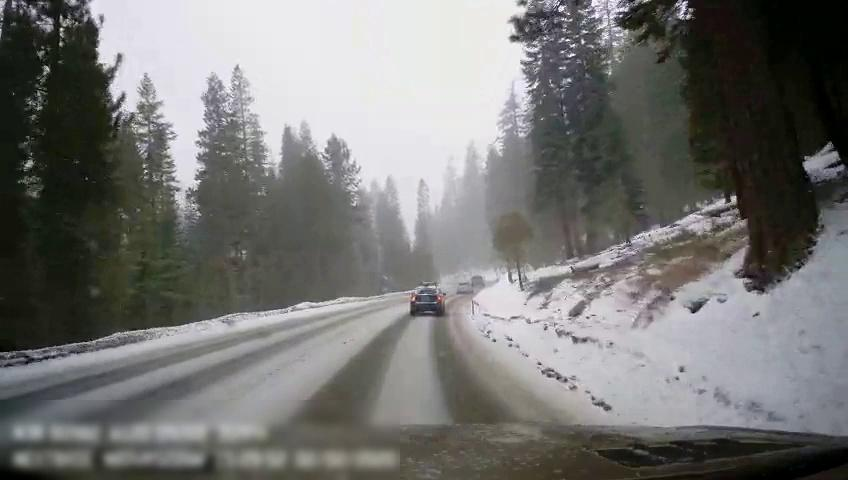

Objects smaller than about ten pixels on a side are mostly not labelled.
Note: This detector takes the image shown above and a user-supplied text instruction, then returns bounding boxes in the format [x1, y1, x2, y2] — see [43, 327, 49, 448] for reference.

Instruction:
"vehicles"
[410, 281, 447, 316]
[456, 282, 473, 295]
[470, 274, 485, 286]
